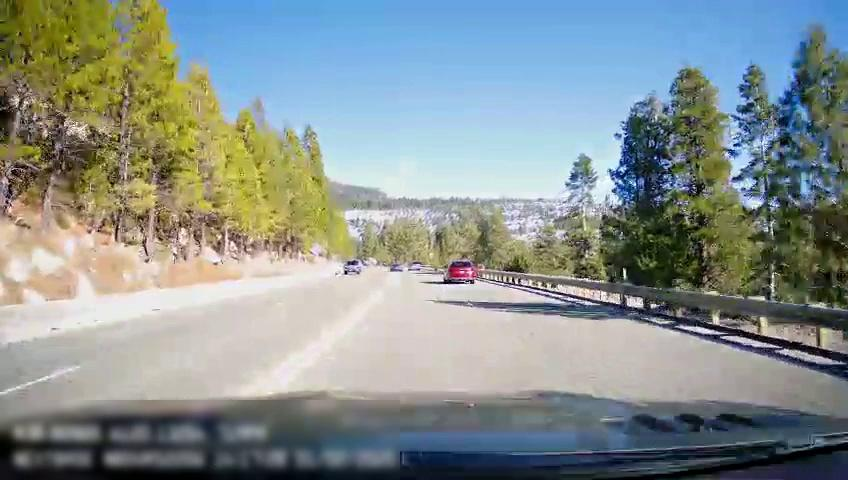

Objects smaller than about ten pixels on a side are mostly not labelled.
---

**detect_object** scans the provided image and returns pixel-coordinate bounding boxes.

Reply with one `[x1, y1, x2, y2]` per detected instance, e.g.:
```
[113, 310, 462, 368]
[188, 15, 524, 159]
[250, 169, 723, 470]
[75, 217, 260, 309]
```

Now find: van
[407, 261, 421, 272]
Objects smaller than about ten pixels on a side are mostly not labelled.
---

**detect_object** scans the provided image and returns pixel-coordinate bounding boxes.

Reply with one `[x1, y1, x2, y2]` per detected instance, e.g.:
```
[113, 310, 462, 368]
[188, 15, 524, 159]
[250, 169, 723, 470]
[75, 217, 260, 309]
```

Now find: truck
[343, 259, 362, 275]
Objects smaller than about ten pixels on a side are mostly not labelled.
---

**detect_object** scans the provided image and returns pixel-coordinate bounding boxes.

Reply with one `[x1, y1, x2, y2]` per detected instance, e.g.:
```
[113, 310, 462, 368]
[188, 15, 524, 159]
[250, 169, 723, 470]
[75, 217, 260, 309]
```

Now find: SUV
[443, 260, 477, 285]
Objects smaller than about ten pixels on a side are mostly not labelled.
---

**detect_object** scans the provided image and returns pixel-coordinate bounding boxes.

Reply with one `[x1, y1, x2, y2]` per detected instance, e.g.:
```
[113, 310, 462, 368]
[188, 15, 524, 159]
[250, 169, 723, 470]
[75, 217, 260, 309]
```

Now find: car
[389, 264, 403, 273]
